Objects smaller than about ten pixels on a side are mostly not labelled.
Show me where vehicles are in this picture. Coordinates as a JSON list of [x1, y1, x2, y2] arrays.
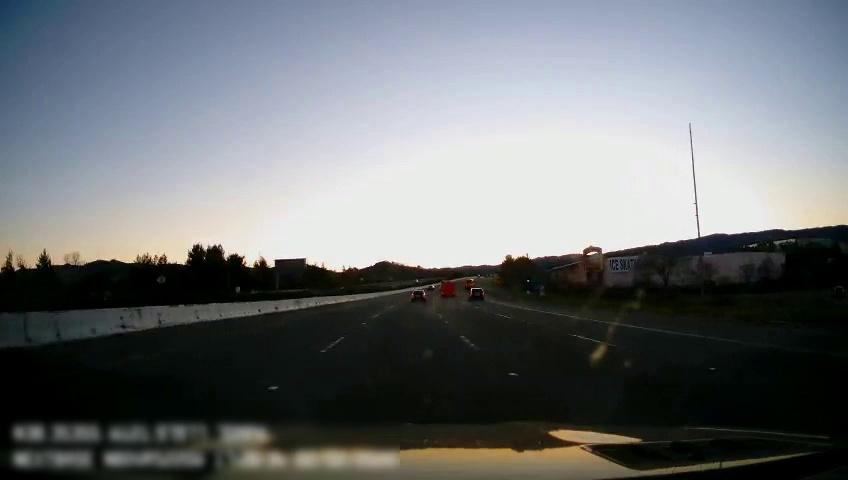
[[441, 280, 457, 298], [468, 288, 485, 301], [411, 291, 426, 303], [465, 279, 476, 290]]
